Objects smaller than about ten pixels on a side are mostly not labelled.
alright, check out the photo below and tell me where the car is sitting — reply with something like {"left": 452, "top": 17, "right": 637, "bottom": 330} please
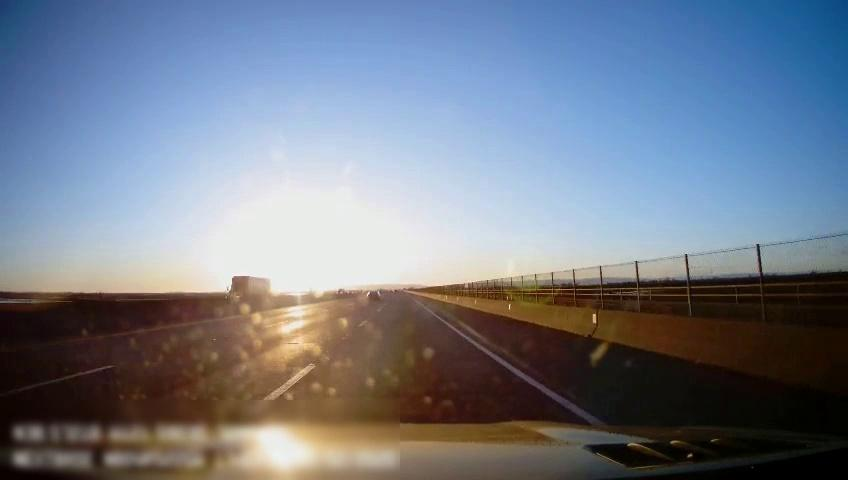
{"left": 366, "top": 290, "right": 381, "bottom": 302}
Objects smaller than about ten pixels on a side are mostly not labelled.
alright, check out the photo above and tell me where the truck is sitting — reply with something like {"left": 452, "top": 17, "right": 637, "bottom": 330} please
{"left": 224, "top": 276, "right": 270, "bottom": 300}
